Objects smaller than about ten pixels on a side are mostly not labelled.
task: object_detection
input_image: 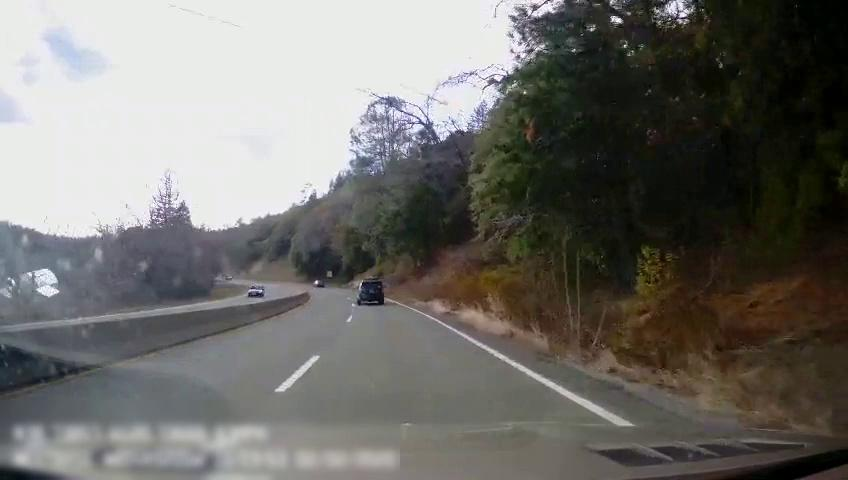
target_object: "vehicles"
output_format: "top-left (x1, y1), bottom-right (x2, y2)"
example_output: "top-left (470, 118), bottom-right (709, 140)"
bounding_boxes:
top-left (356, 280), bottom-right (385, 305)
top-left (313, 280), bottom-right (325, 288)
top-left (247, 283), bottom-right (265, 298)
